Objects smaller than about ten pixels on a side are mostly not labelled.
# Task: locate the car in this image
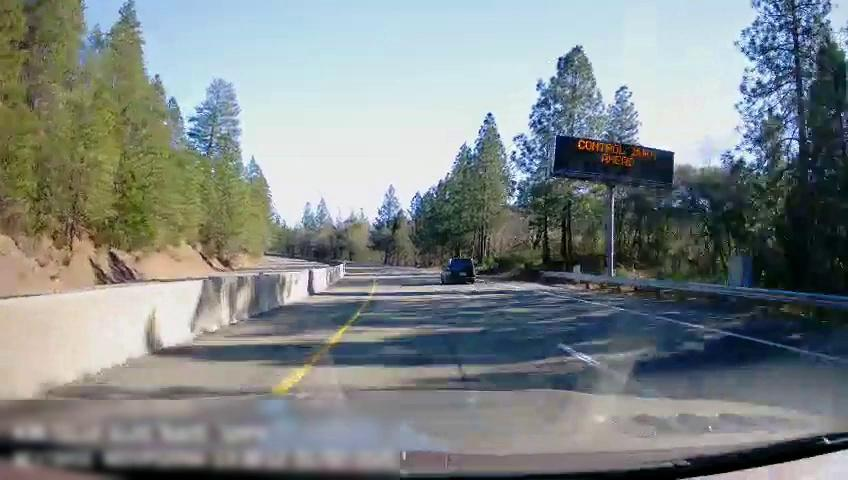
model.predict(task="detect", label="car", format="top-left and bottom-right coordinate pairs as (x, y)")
top-left (440, 258), bottom-right (477, 285)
